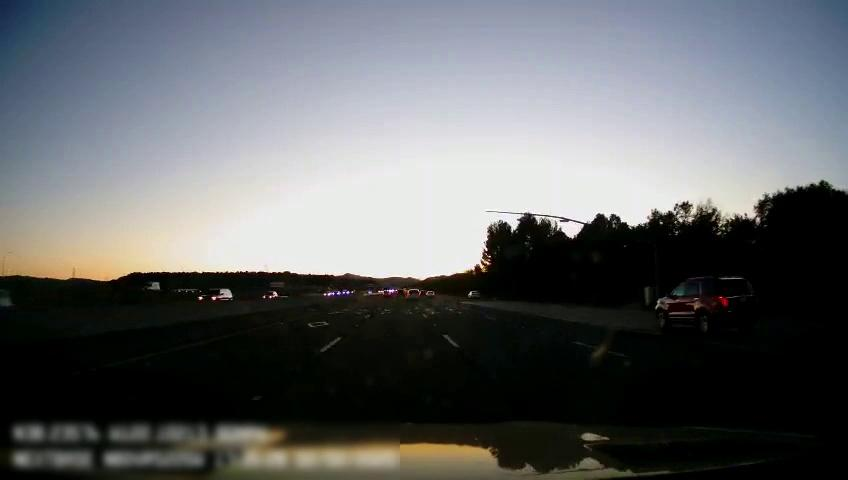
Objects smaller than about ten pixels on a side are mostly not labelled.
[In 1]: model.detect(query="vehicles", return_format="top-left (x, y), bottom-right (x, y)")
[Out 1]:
top-left (424, 290), bottom-right (436, 298)
top-left (468, 290), bottom-right (480, 299)
top-left (141, 281), bottom-right (161, 292)
top-left (197, 287), bottom-right (233, 302)
top-left (262, 290), bottom-right (279, 299)
top-left (655, 276), bottom-right (760, 337)
top-left (406, 288), bottom-right (421, 301)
